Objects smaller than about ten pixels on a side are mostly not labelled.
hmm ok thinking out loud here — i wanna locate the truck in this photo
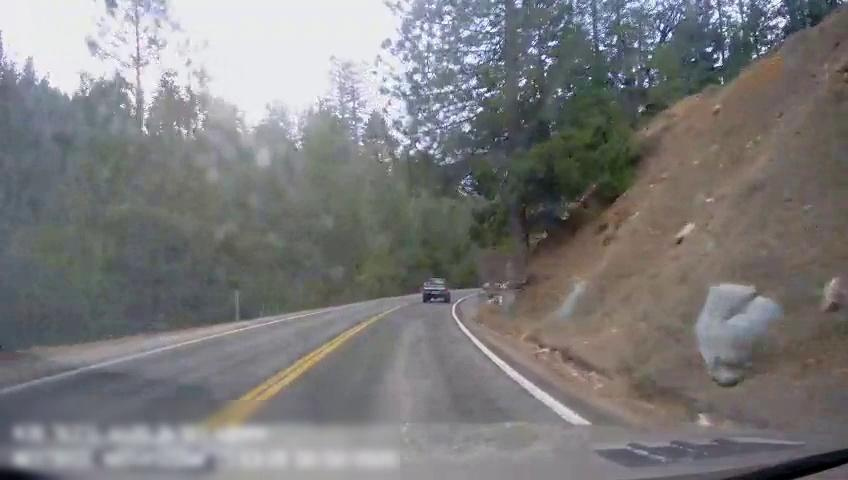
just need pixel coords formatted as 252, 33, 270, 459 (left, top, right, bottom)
422, 277, 450, 303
